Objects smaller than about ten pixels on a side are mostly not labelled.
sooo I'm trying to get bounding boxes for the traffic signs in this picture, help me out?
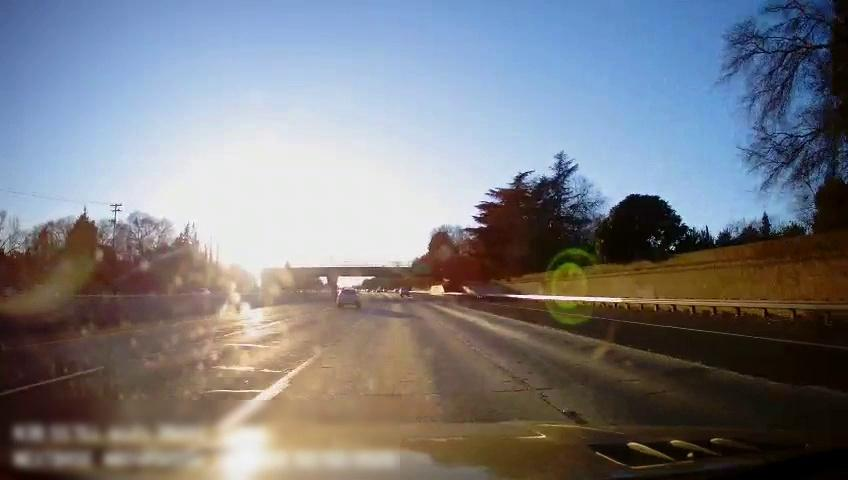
[411,264,432,275]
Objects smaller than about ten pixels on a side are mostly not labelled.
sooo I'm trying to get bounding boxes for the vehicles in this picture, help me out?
[399,286,411,297]
[336,288,362,309]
